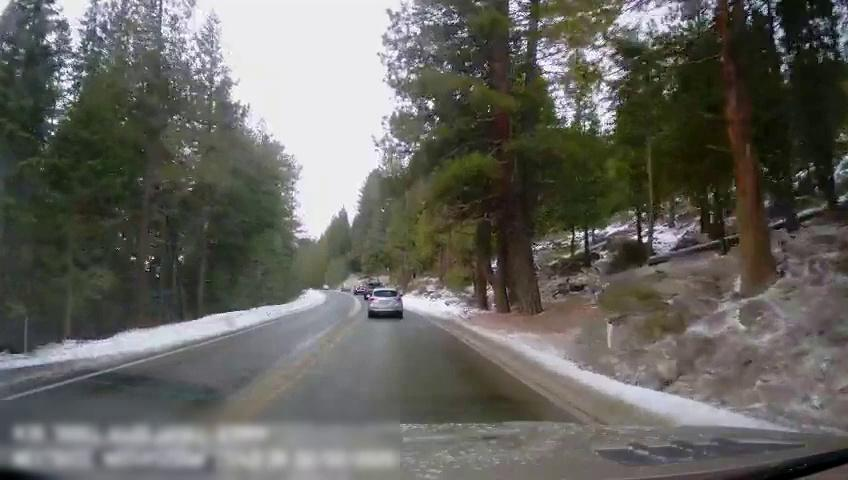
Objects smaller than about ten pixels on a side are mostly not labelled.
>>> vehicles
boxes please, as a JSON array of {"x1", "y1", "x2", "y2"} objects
[
  {"x1": 367, "y1": 288, "x2": 403, "y2": 317},
  {"x1": 353, "y1": 284, "x2": 366, "y2": 295},
  {"x1": 363, "y1": 282, "x2": 385, "y2": 300}
]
